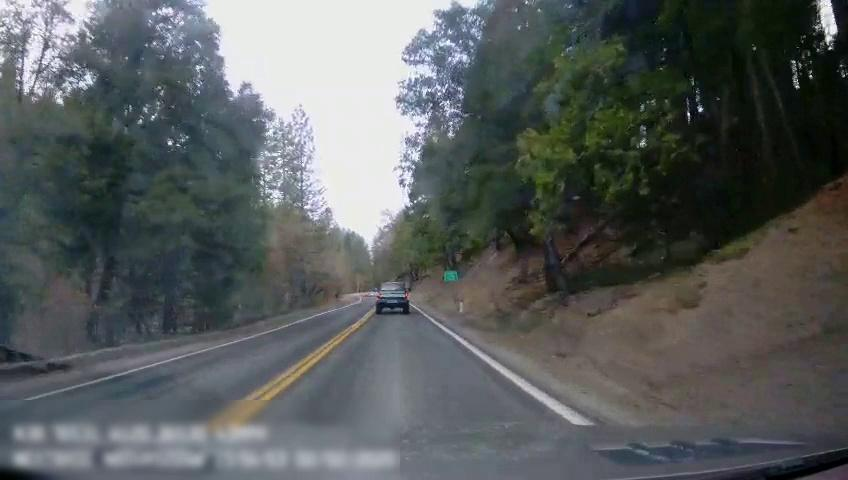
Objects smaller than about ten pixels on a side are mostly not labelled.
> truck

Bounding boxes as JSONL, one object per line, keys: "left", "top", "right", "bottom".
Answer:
{"left": 376, "top": 280, "right": 411, "bottom": 315}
